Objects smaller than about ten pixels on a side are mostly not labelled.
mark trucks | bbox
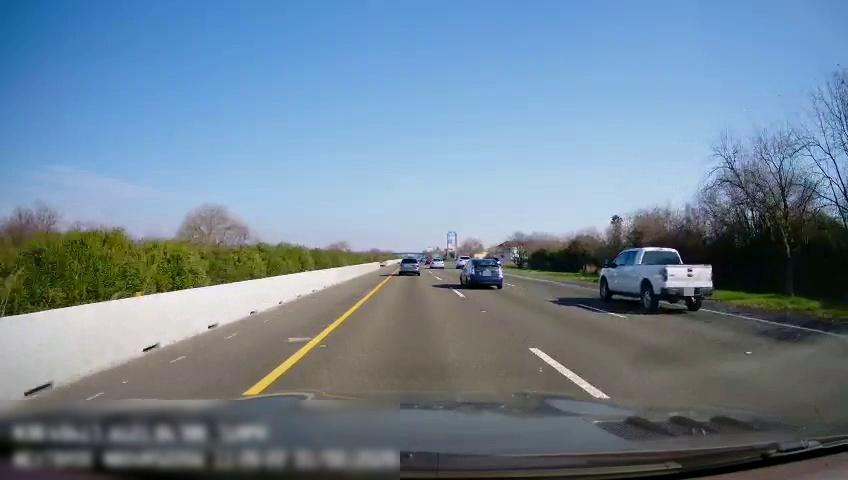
[599,247,714,314]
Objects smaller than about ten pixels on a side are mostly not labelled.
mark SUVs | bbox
[398,256,421,276]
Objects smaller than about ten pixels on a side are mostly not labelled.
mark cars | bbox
[460,258,505,290]
[430,257,445,269]
[455,255,470,270]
